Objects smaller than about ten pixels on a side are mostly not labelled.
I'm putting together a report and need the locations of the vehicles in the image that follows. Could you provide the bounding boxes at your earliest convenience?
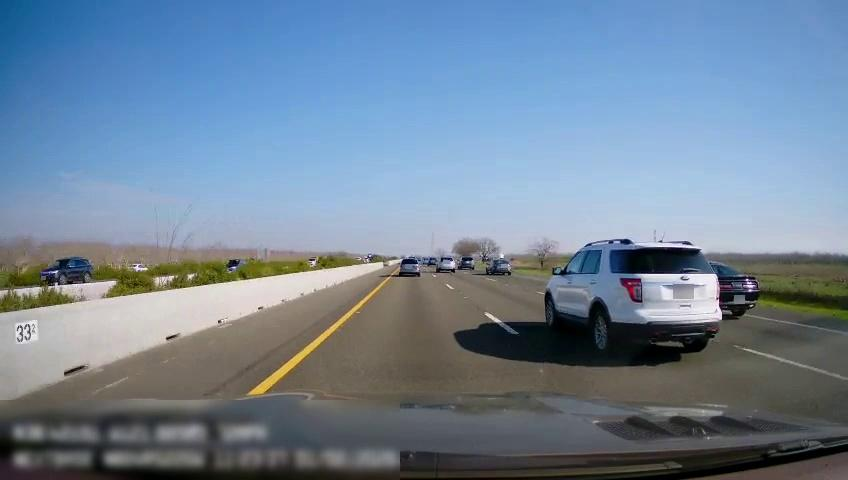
[398,258,422,277]
[543,238,721,356]
[226,259,248,272]
[40,258,93,286]
[485,259,513,276]
[436,255,457,273]
[428,256,439,266]
[710,262,760,318]
[457,256,476,271]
